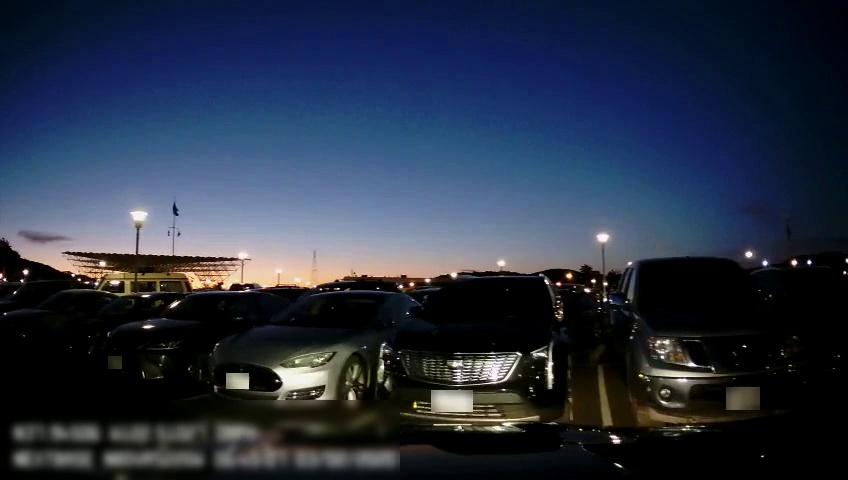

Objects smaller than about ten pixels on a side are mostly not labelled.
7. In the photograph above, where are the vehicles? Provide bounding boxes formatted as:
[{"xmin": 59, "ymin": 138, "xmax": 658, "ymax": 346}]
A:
[
  {"xmin": 43, "ymin": 292, "xmax": 188, "ymax": 365},
  {"xmin": 0, "ymin": 289, "xmax": 120, "ymax": 353},
  {"xmin": 372, "ymin": 273, "xmax": 575, "ymax": 425},
  {"xmin": 100, "ymin": 289, "xmax": 293, "ymax": 389},
  {"xmin": 93, "ymin": 271, "xmax": 193, "ymax": 297},
  {"xmin": 226, "ymin": 282, "xmax": 265, "ymax": 291},
  {"xmin": 0, "ymin": 281, "xmax": 26, "ymax": 302},
  {"xmin": 208, "ymin": 289, "xmax": 423, "ymax": 413},
  {"xmin": 604, "ymin": 256, "xmax": 816, "ymax": 428},
  {"xmin": 742, "ymin": 265, "xmax": 848, "ymax": 369},
  {"xmin": 0, "ymin": 279, "xmax": 76, "ymax": 313}
]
